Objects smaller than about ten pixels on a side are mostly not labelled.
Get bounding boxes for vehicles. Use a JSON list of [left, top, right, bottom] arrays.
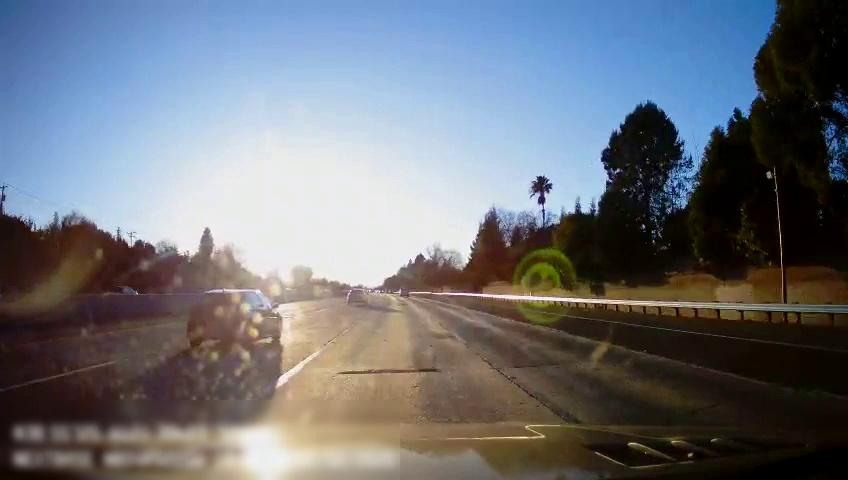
[[185, 289, 284, 350], [100, 285, 137, 296], [398, 287, 410, 298], [347, 288, 370, 306]]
